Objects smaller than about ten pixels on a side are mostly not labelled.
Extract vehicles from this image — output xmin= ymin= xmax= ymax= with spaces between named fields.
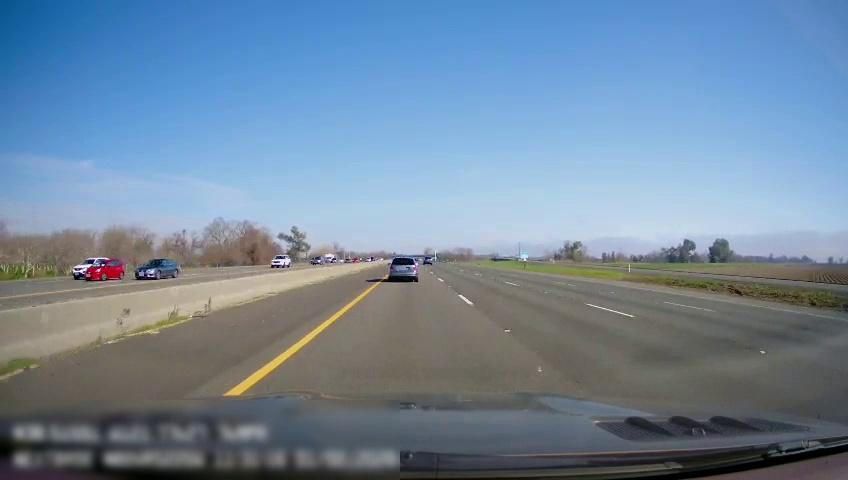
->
xmin=135 ymin=258 xmax=180 ymax=281
xmin=271 ymin=255 xmax=291 ymax=268
xmin=312 ymin=256 xmax=325 ymax=265
xmin=423 ymin=256 xmax=433 ymax=266
xmin=72 ymin=258 xmax=110 ymax=281
xmin=388 ymin=256 xmax=419 ymax=283
xmin=84 ymin=259 xmax=125 ymax=282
